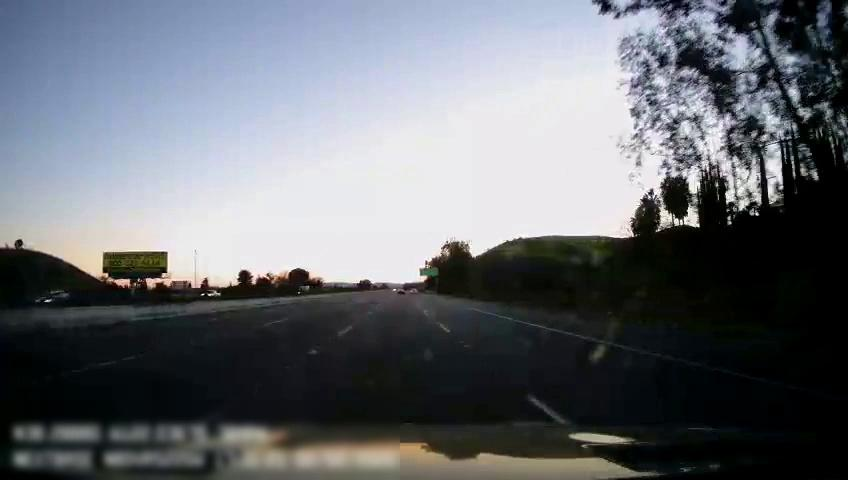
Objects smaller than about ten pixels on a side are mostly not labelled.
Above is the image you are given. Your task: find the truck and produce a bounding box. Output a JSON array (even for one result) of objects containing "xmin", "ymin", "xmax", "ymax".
[{"xmin": 199, "ymin": 289, "xmax": 222, "ymax": 299}]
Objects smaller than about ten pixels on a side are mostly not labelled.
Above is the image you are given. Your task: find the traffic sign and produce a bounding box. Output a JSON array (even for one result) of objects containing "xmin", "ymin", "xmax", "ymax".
[{"xmin": 419, "ymin": 268, "xmax": 440, "ymax": 277}]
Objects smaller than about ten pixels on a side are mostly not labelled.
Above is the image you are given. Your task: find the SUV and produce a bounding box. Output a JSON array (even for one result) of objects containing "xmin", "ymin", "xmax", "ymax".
[{"xmin": 34, "ymin": 289, "xmax": 72, "ymax": 307}]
